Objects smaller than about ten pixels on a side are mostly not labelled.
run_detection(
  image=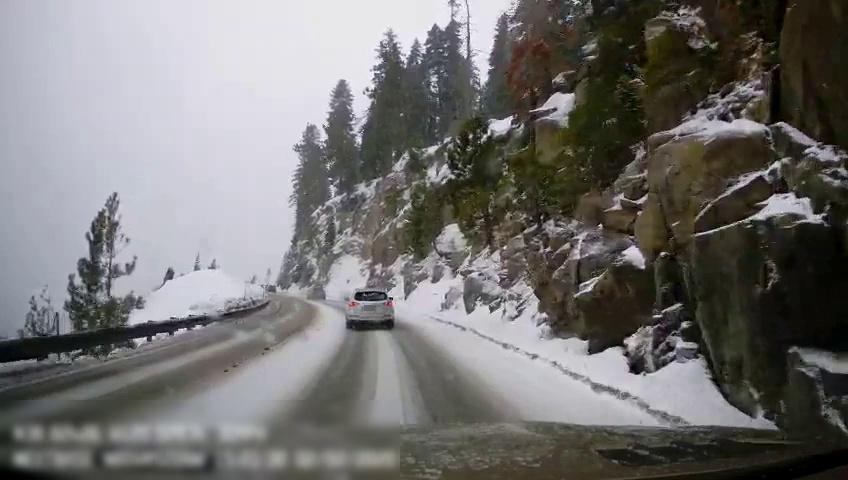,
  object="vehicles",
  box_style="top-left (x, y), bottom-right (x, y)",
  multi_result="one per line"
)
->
top-left (306, 286), bottom-right (326, 301)
top-left (265, 284), bottom-right (276, 293)
top-left (343, 288), bottom-right (394, 329)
